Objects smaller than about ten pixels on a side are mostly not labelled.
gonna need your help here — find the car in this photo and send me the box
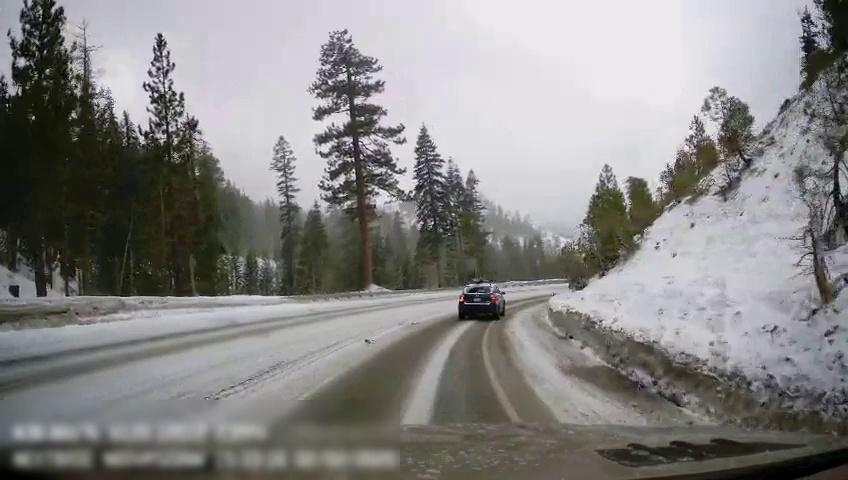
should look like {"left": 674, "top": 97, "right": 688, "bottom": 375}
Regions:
{"left": 457, "top": 278, "right": 507, "bottom": 321}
